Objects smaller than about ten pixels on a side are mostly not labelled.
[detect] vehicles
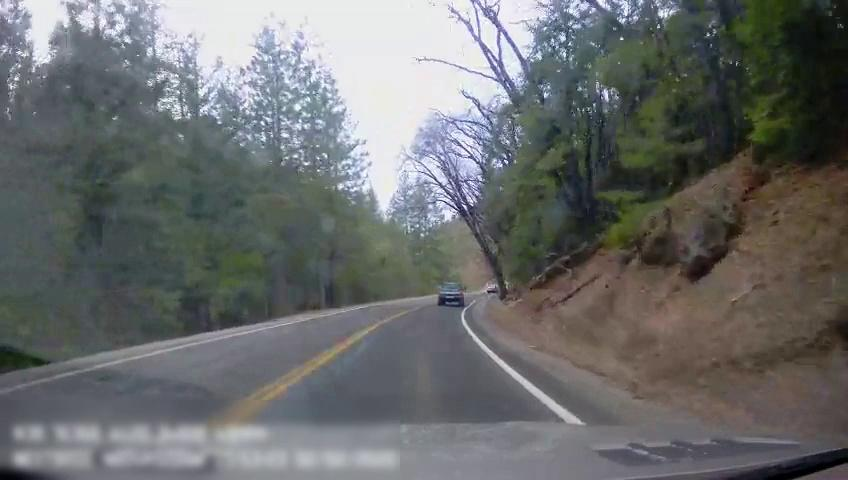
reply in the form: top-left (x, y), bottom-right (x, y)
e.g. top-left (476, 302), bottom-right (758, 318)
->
top-left (437, 281), bottom-right (466, 306)
top-left (486, 283), bottom-right (497, 293)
